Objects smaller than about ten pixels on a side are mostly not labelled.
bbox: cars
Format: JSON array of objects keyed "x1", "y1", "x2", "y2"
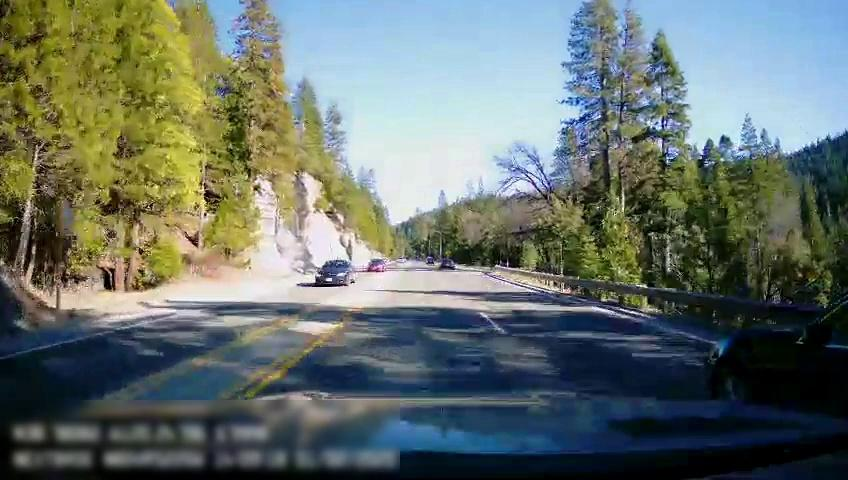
[
  {"x1": 366, "y1": 257, "x2": 385, "y2": 272},
  {"x1": 438, "y1": 257, "x2": 456, "y2": 270},
  {"x1": 314, "y1": 258, "x2": 353, "y2": 287},
  {"x1": 705, "y1": 290, "x2": 848, "y2": 417}
]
